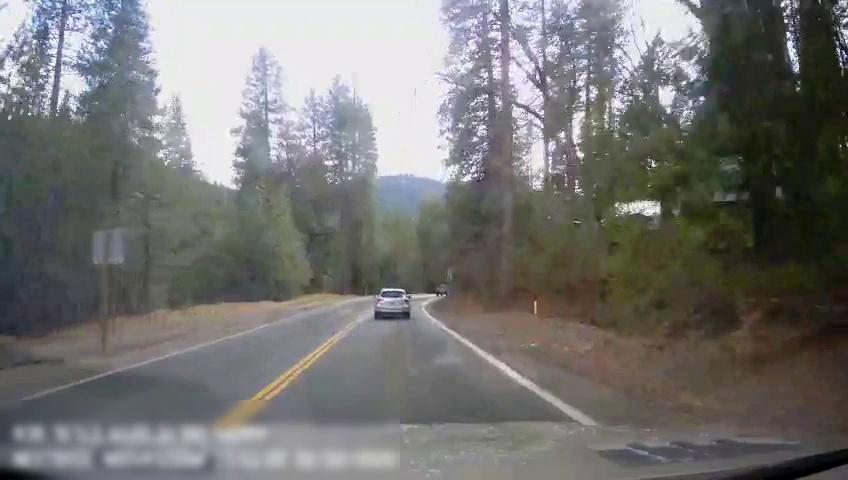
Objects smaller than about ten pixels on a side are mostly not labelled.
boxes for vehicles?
[373,287,412,320]
[433,284,447,296]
